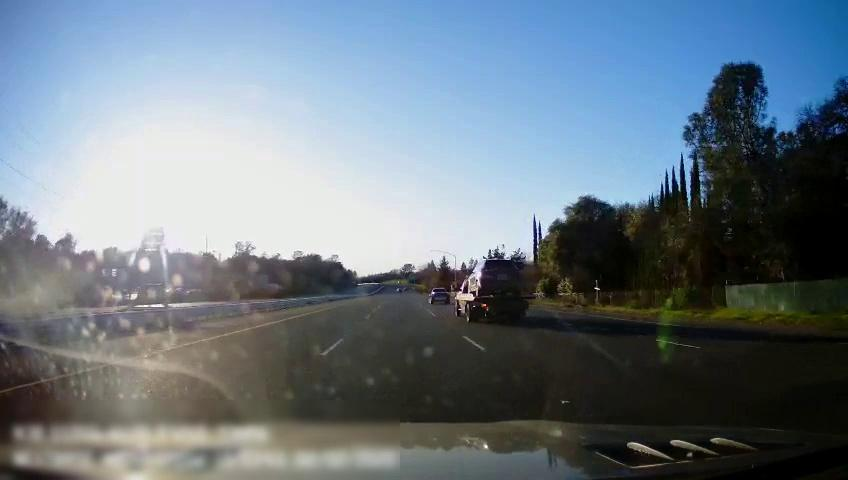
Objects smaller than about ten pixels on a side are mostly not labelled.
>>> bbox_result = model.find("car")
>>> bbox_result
[428,287,450,304]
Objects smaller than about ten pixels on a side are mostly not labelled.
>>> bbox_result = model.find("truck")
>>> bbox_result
[453,259,536,323]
